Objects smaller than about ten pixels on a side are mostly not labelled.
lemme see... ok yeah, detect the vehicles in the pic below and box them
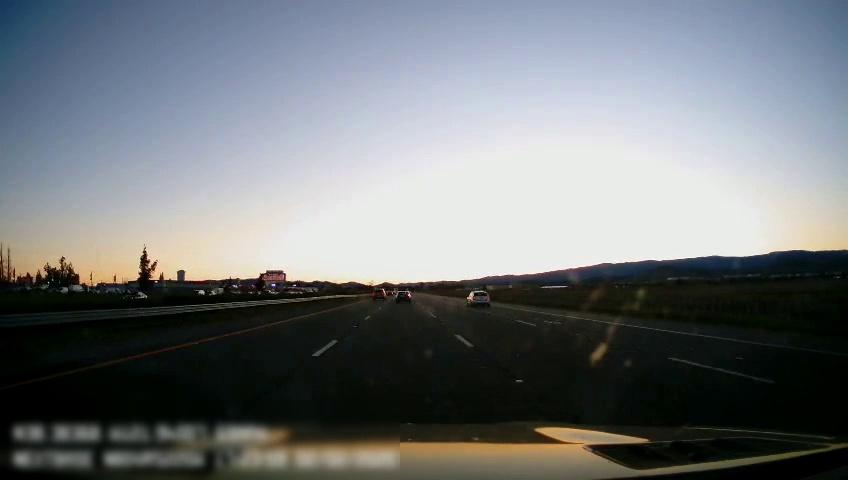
[191,289,205,297]
[372,289,386,301]
[120,291,148,301]
[395,291,412,306]
[466,290,490,308]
